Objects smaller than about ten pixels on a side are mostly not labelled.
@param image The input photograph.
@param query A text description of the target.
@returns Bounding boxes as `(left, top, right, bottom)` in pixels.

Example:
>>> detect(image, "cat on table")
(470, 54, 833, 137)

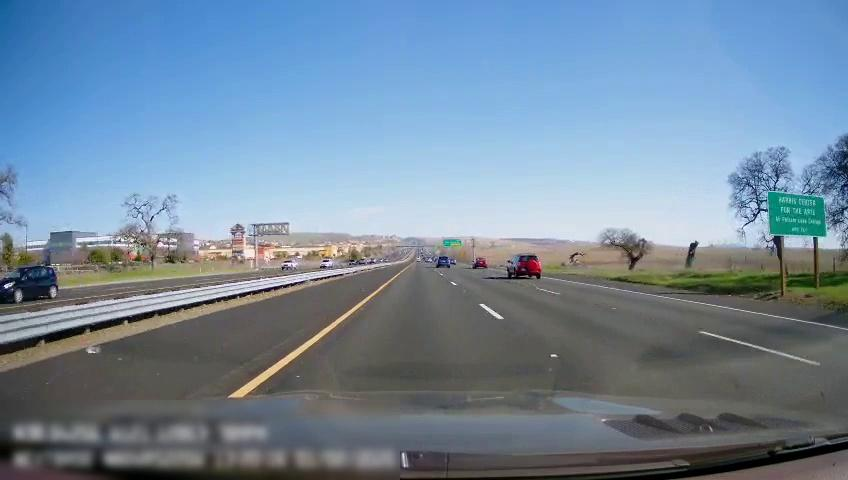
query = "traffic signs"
(767, 191, 828, 238)
(443, 238, 463, 248)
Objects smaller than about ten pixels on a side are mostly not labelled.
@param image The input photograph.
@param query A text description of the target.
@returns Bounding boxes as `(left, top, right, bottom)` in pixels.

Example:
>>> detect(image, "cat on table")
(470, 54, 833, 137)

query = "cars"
(506, 254, 543, 280)
(472, 255, 488, 269)
(436, 256, 450, 268)
(281, 260, 297, 271)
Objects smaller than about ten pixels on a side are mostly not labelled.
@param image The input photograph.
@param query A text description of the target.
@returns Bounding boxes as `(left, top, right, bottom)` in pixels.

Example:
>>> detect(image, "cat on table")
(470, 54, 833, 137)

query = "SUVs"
(0, 265, 59, 305)
(319, 259, 333, 268)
